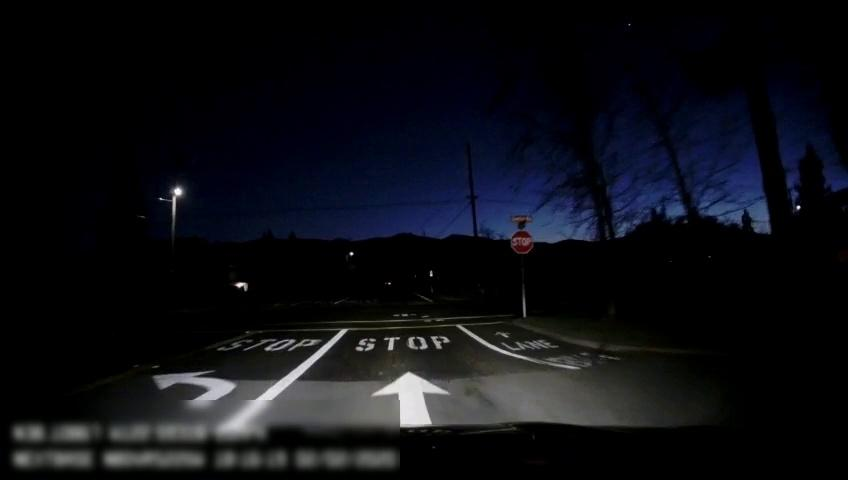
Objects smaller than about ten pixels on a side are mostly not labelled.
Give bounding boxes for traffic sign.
[510,229,534,254]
